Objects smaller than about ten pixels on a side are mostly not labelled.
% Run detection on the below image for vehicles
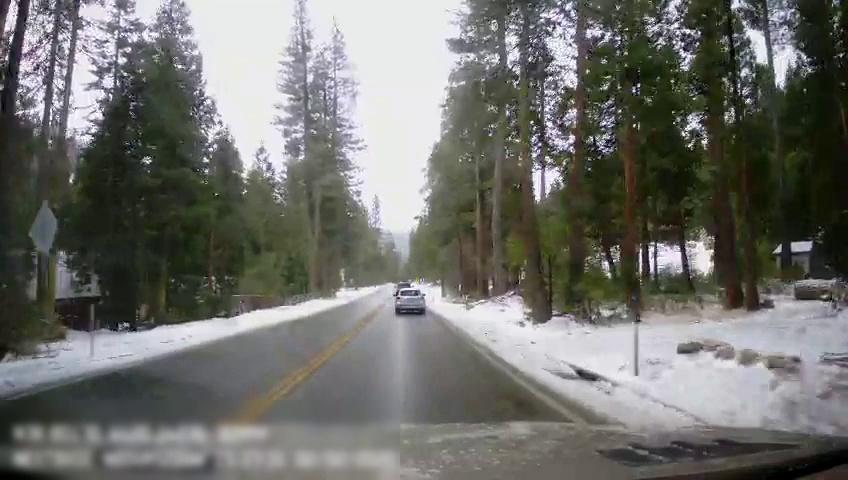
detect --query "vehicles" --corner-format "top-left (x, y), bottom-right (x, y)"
top-left (392, 287), bottom-right (426, 315)
top-left (393, 282), bottom-right (415, 291)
